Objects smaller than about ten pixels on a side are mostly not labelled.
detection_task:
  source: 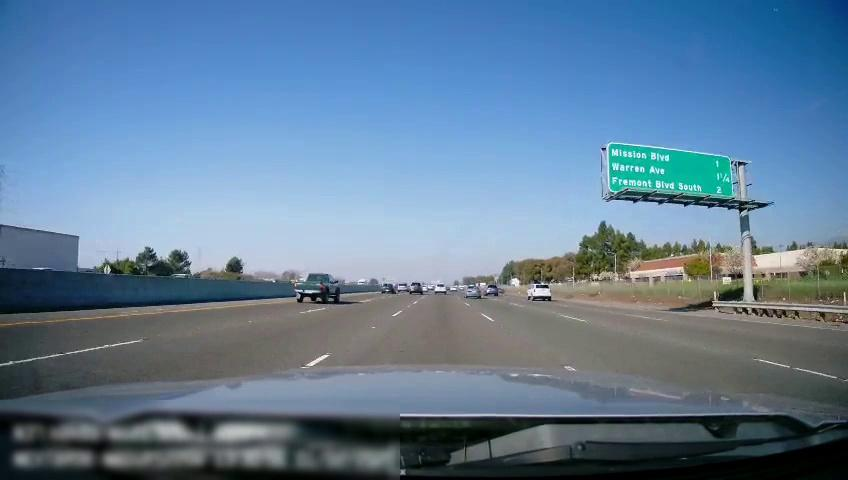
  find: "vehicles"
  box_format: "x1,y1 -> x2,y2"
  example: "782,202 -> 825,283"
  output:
295,273 -> 341,304
484,284 -> 499,296
527,283 -> 552,302
171,273 -> 193,281
397,282 -> 411,292
381,283 -> 396,294
434,283 -> 447,294
0,223 -> 81,273
464,285 -> 481,298
30,267 -> 60,272
408,281 -> 423,295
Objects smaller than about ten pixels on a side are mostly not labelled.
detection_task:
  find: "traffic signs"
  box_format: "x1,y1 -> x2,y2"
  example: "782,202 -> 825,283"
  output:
605,141 -> 738,201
